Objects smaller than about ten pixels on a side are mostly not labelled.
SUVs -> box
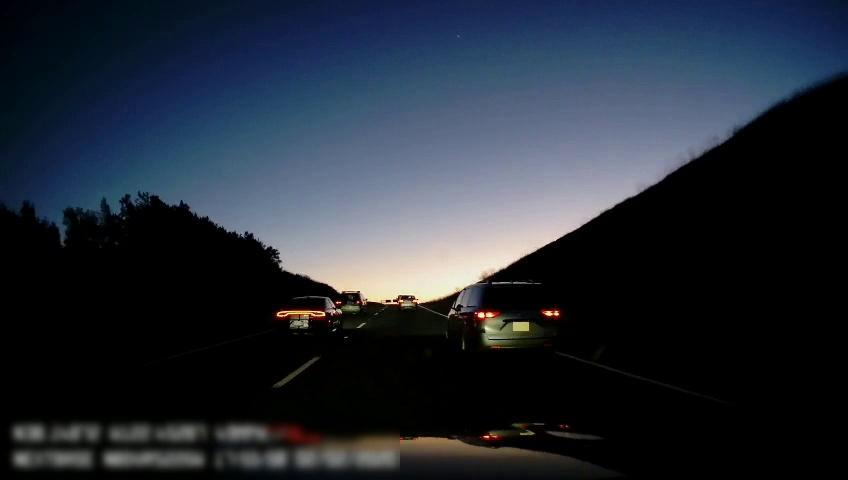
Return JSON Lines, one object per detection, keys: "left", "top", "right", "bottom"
{"left": 334, "top": 290, "right": 368, "bottom": 317}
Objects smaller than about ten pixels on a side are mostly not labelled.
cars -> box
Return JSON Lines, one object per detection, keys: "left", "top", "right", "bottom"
{"left": 272, "top": 294, "right": 345, "bottom": 341}
{"left": 398, "top": 294, "right": 418, "bottom": 312}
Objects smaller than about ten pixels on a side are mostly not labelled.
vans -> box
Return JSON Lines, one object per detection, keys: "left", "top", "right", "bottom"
{"left": 444, "top": 280, "right": 563, "bottom": 356}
